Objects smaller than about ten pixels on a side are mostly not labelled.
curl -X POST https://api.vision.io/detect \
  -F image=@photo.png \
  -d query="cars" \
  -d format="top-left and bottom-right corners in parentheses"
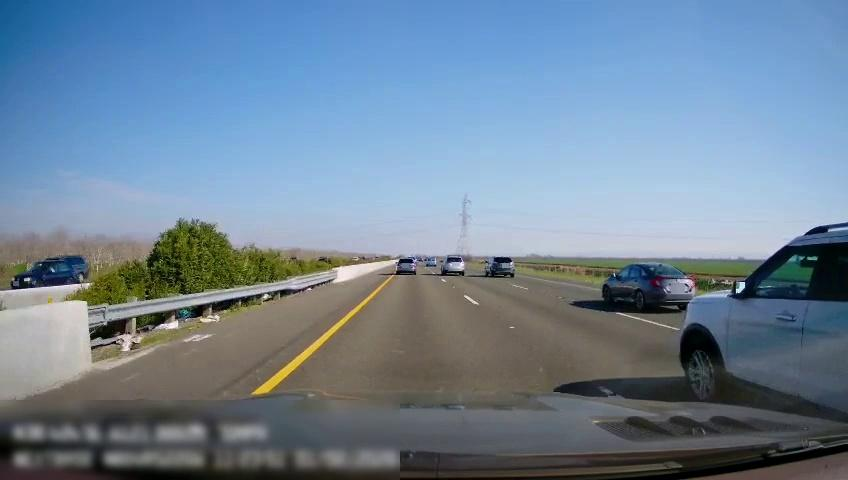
top-left (601, 261), bottom-right (697, 314)
top-left (397, 258), bottom-right (418, 276)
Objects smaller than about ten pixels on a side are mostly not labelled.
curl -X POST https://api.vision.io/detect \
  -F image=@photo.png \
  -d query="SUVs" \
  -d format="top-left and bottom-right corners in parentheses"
top-left (678, 223), bottom-right (848, 423)
top-left (440, 255), bottom-right (466, 277)
top-left (484, 254), bottom-right (517, 278)
top-left (10, 255), bottom-right (89, 290)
